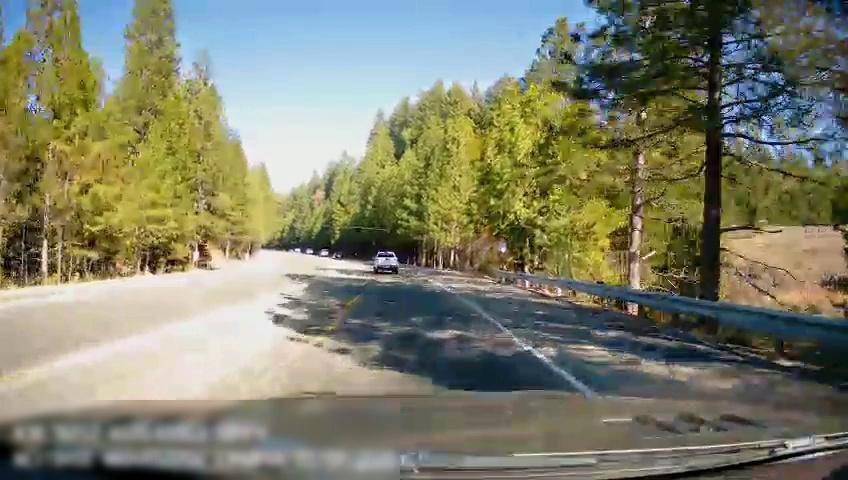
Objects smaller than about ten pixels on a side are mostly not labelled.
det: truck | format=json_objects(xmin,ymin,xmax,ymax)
[{"xmin": 371, "ymin": 251, "xmax": 399, "ymax": 275}]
